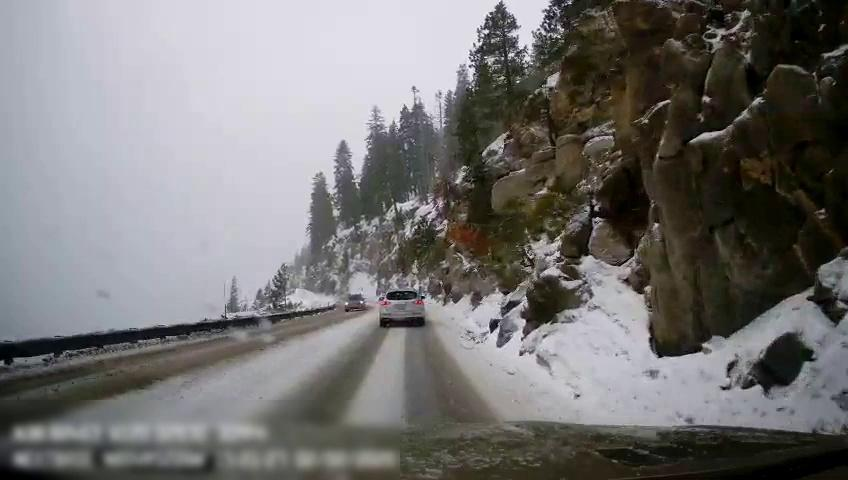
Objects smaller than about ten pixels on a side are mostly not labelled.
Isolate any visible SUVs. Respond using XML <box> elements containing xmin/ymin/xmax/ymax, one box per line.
<box><xmin>343</xmin><ymin>293</ymin><xmax>368</xmax><ymax>313</ymax></box>
<box><xmin>378</xmin><ymin>288</ymin><xmax>426</xmax><ymax>328</ymax></box>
